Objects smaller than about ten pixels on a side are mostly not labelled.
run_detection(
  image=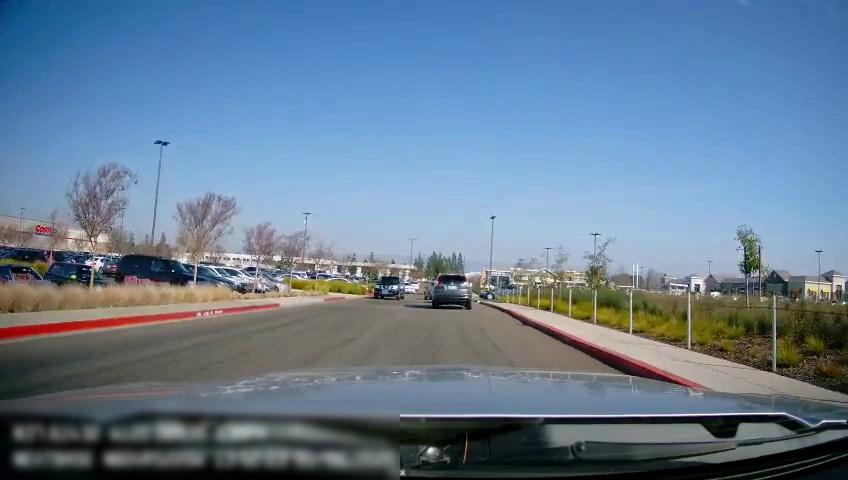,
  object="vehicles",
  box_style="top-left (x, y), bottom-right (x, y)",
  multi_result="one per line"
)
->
top-left (404, 282), bottom-right (417, 295)
top-left (480, 282), bottom-right (516, 299)
top-left (430, 272), bottom-right (473, 311)
top-left (373, 275), bottom-right (407, 301)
